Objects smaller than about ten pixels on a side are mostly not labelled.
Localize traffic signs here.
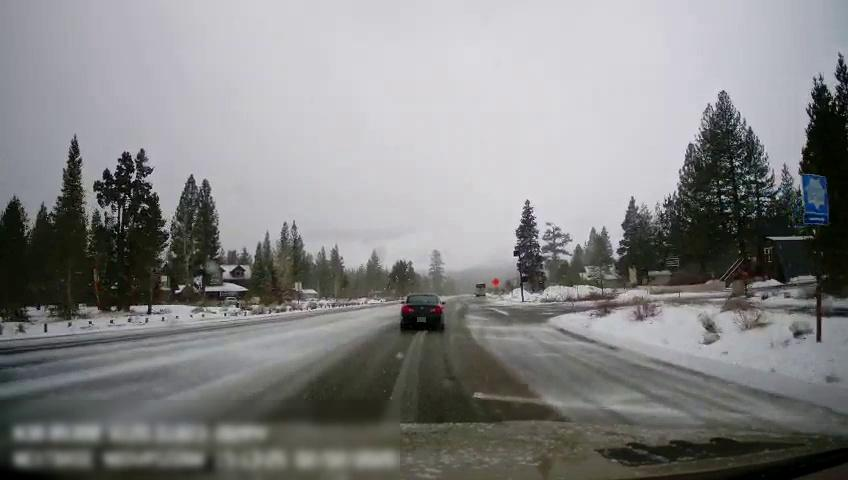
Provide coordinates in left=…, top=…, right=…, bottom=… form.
left=800, top=172, right=829, bottom=226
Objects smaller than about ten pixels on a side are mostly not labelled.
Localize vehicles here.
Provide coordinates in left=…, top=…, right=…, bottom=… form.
left=224, top=297, right=238, bottom=307
left=476, top=283, right=486, bottom=297
left=400, top=293, right=446, bottom=330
